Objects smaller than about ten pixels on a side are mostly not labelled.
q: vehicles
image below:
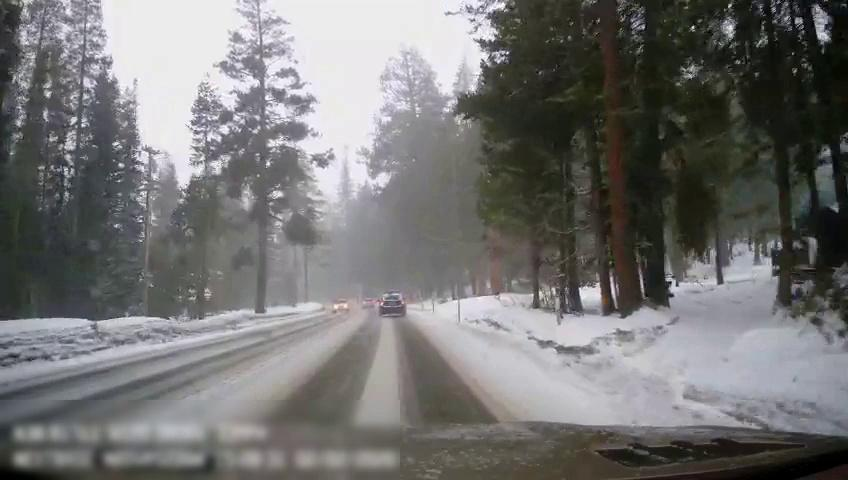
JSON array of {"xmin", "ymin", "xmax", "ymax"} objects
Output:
[
  {"xmin": 377, "ymin": 291, "xmax": 407, "ymax": 317},
  {"xmin": 361, "ymin": 298, "xmax": 375, "ymax": 309},
  {"xmin": 332, "ymin": 299, "xmax": 350, "ymax": 313}
]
